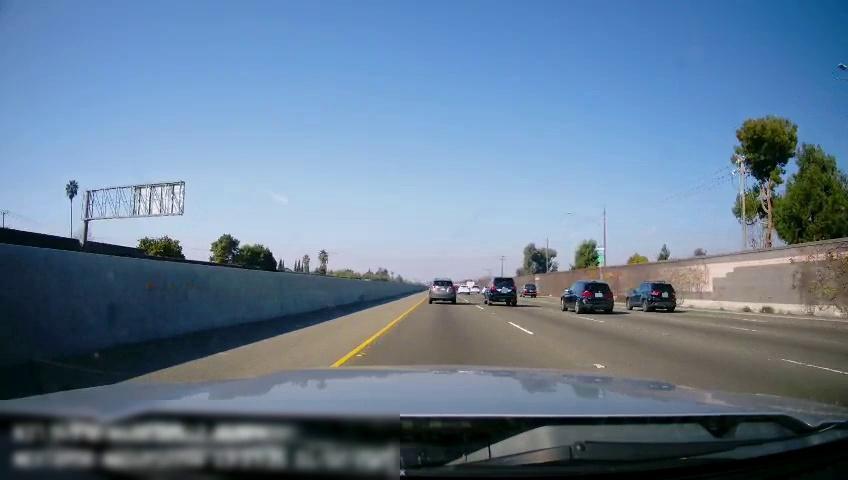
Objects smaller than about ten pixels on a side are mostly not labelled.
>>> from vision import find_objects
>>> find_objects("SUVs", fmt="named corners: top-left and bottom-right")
top-left (428, 280), bottom-right (457, 305)
top-left (483, 277), bottom-right (517, 306)
top-left (518, 283), bottom-right (537, 298)
top-left (625, 281), bottom-right (676, 313)
top-left (560, 279), bottom-right (615, 314)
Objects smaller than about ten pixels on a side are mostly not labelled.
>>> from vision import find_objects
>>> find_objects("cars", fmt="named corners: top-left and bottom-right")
top-left (458, 285), bottom-right (470, 295)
